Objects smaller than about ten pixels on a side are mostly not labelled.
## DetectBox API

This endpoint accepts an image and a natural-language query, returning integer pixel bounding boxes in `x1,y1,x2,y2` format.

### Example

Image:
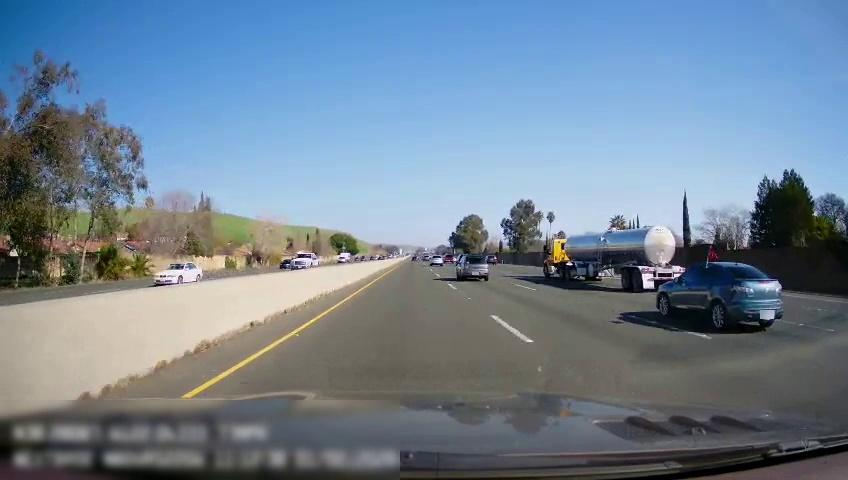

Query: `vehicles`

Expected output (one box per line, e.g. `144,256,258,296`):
429,254,444,266
288,252,320,271
337,252,351,263
542,224,687,293
377,256,387,261
368,255,377,261
443,254,454,263
457,255,488,280
152,262,203,286
487,253,497,263
279,257,293,269
359,255,369,262
655,261,783,329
